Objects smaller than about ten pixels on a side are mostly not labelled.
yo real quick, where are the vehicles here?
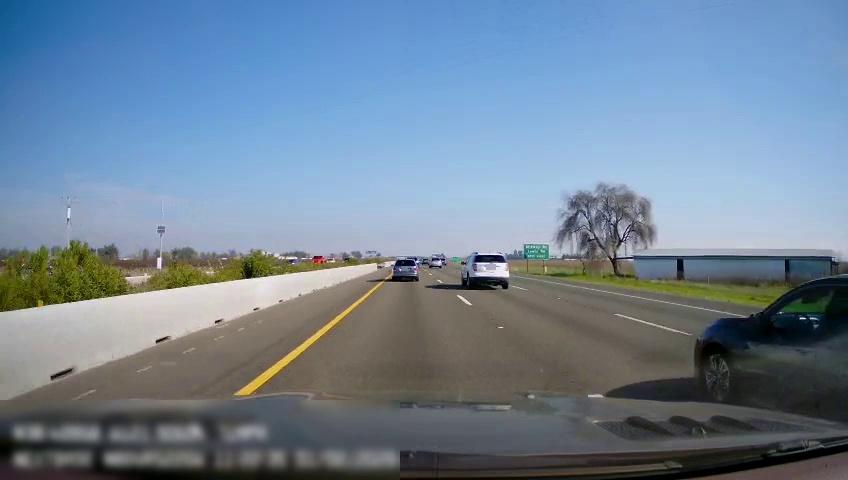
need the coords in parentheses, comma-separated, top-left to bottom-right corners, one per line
(429, 256, 444, 269)
(460, 253, 509, 290)
(391, 259, 419, 282)
(311, 255, 327, 264)
(691, 274, 848, 425)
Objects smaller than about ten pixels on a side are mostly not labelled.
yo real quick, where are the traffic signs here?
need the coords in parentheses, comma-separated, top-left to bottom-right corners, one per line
(524, 242, 550, 260)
